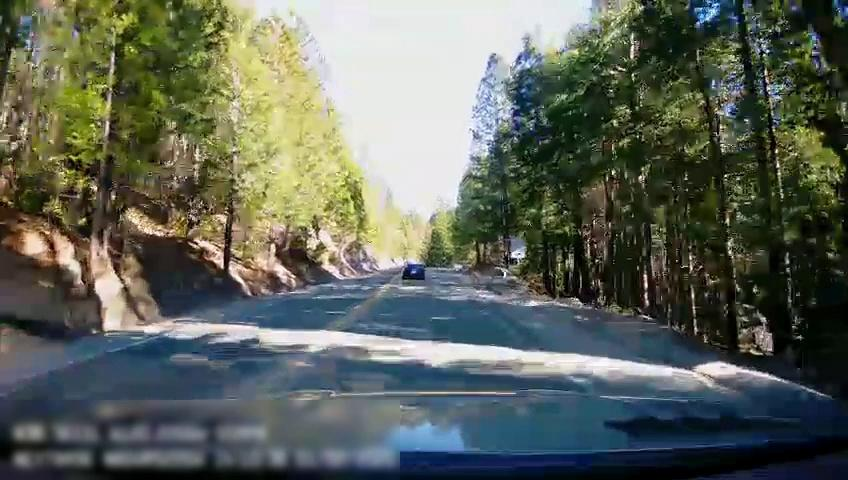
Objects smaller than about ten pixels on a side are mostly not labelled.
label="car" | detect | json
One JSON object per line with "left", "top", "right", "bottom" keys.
{"left": 401, "top": 262, "right": 425, "bottom": 281}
